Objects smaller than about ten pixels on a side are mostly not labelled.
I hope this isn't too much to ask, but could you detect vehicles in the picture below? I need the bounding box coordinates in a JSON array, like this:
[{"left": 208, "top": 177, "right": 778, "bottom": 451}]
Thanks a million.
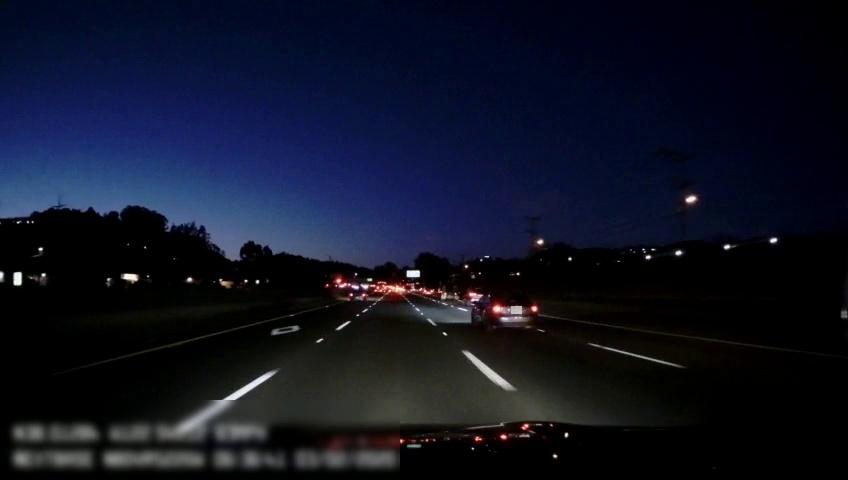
[
  {"left": 349, "top": 286, "right": 368, "bottom": 303},
  {"left": 463, "top": 289, "right": 481, "bottom": 305},
  {"left": 471, "top": 290, "right": 536, "bottom": 334},
  {"left": 441, "top": 287, "right": 458, "bottom": 302}
]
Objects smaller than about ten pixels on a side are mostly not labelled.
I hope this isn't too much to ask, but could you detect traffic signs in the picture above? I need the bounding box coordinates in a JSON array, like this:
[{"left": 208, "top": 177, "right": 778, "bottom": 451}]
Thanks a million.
[{"left": 406, "top": 271, "right": 420, "bottom": 277}]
